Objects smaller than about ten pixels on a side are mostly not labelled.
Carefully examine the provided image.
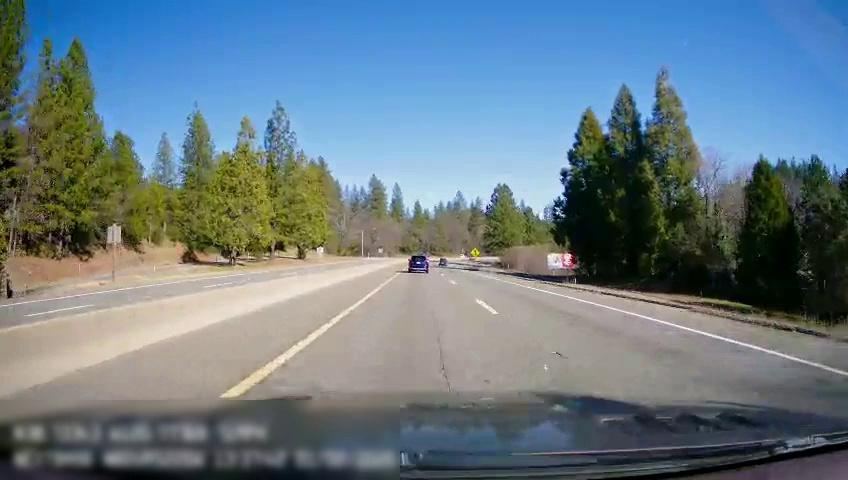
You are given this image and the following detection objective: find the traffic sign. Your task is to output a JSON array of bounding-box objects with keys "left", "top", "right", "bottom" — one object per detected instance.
[{"left": 469, "top": 248, "right": 480, "bottom": 258}]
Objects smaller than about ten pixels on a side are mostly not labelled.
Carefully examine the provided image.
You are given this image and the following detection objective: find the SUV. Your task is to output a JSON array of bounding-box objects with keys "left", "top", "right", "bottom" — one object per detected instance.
[{"left": 407, "top": 256, "right": 429, "bottom": 274}]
